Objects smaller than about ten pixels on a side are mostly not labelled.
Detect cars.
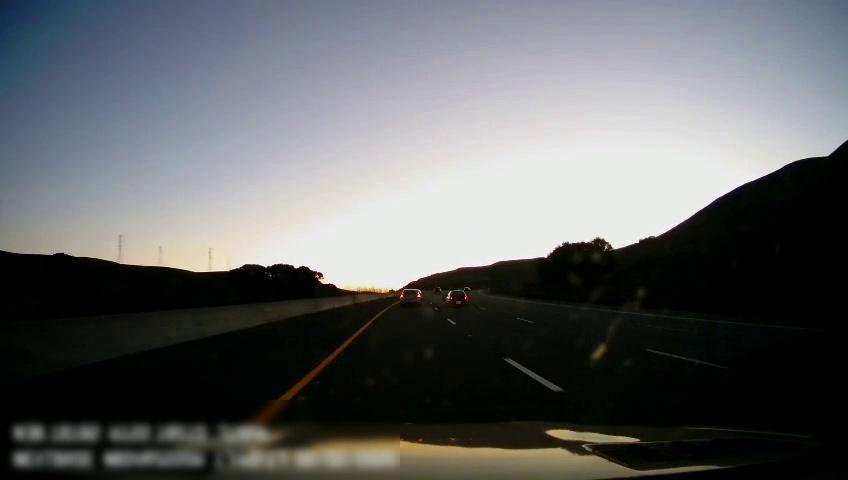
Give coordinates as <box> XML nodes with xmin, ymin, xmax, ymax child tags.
<box><xmin>445</xmin><ymin>290</ymin><xmax>468</xmax><ymax>307</ymax></box>
<box><xmin>400</xmin><ymin>289</ymin><xmax>421</xmax><ymax>307</ymax></box>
